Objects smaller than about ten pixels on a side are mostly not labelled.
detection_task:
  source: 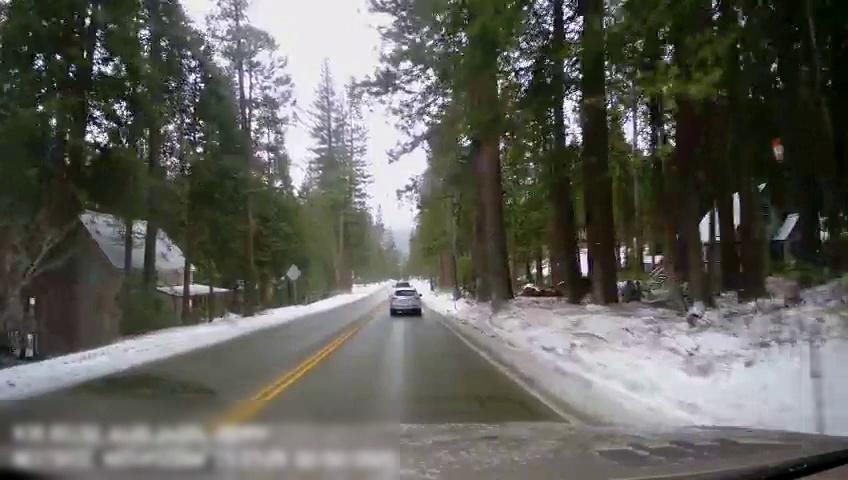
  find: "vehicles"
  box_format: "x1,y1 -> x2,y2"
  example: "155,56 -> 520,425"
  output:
392,281 -> 412,291
389,286 -> 423,317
